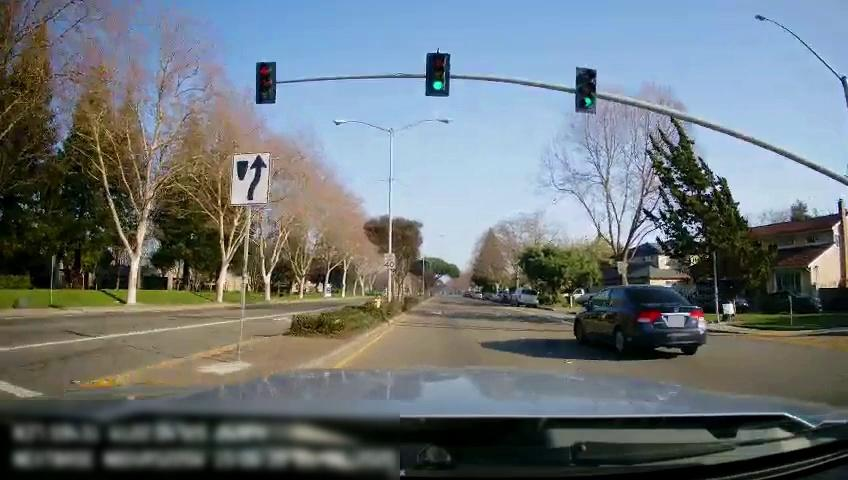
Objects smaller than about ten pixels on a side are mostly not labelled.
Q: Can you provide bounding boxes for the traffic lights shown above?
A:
[255,60,278,105]
[425,52,451,98]
[575,65,598,115]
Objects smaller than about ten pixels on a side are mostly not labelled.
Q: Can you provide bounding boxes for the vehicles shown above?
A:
[758,290,823,315]
[490,288,508,302]
[555,287,591,306]
[686,286,738,314]
[572,284,707,359]
[511,287,539,308]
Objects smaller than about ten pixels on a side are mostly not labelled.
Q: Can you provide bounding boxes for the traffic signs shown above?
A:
[230,152,271,209]
[383,253,397,272]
